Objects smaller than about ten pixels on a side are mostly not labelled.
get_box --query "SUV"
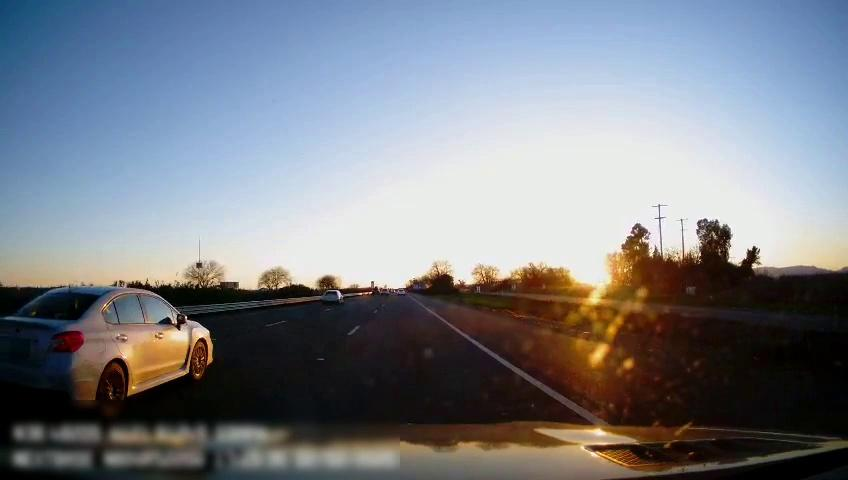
[321,289,343,306]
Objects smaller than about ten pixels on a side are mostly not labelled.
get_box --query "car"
[0,287,214,426]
